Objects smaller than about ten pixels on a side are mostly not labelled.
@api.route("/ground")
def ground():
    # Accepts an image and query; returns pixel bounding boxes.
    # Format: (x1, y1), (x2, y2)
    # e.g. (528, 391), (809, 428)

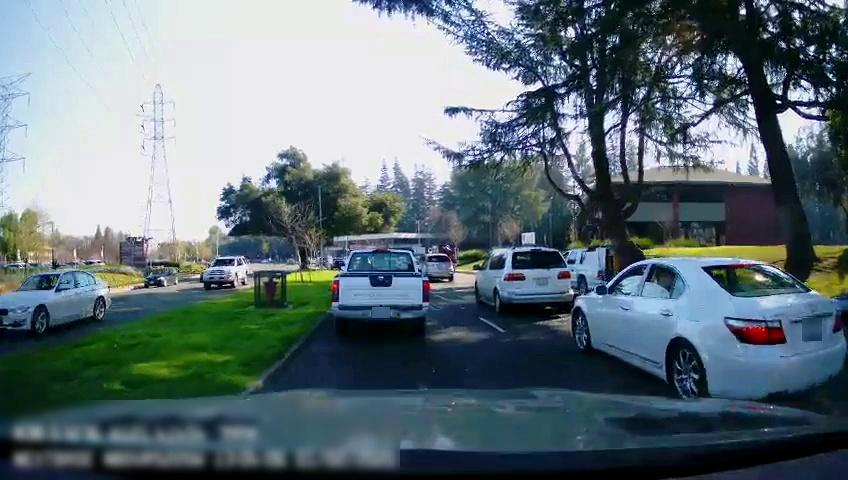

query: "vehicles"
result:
(427, 251), (454, 282)
(143, 266), (178, 288)
(0, 267), (112, 337)
(201, 255), (250, 289)
(438, 238), (457, 264)
(562, 239), (646, 295)
(570, 255), (848, 401)
(327, 247), (433, 340)
(471, 245), (574, 318)
(334, 256), (347, 271)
